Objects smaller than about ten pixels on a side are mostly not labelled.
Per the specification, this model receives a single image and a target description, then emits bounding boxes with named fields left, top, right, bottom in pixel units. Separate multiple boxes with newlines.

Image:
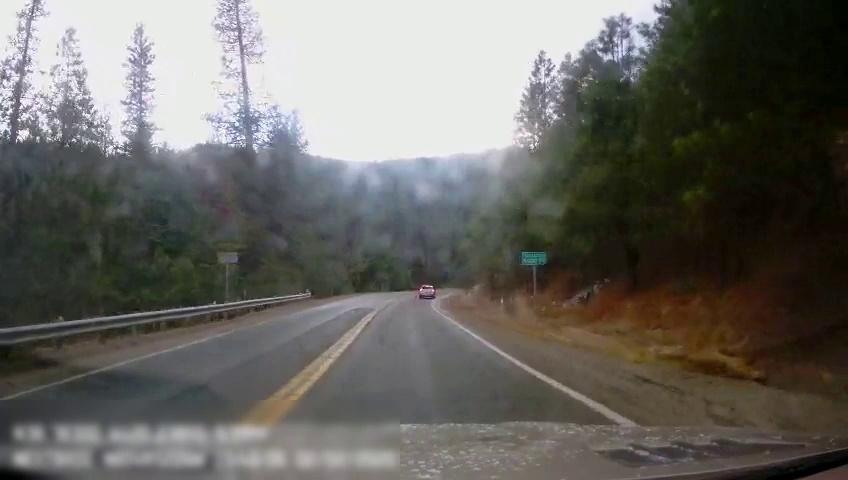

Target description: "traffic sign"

left=520, top=251, right=547, bottom=266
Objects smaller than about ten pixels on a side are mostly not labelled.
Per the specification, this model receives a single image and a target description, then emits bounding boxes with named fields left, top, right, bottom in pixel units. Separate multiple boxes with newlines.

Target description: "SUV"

left=419, top=284, right=436, bottom=299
